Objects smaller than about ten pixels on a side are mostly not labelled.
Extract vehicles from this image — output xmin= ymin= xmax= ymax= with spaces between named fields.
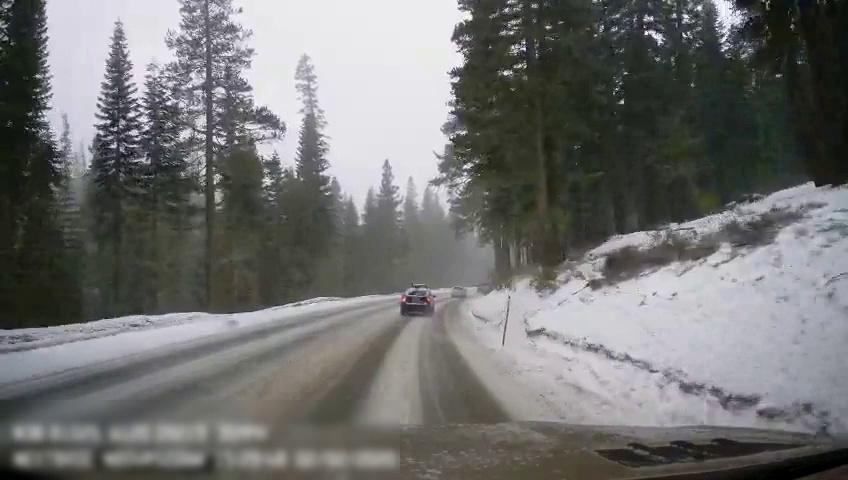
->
xmin=451 ymin=286 xmax=467 ymax=298
xmin=400 ymin=283 xmax=436 ymax=315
